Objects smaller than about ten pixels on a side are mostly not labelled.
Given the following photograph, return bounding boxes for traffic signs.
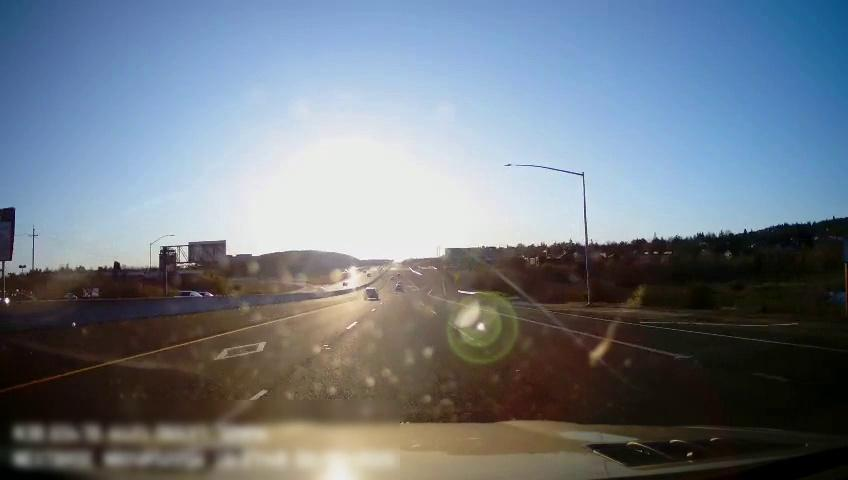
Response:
[444,247,499,273]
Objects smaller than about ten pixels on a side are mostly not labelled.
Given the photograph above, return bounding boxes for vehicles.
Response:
[63,292,78,300]
[198,291,214,297]
[172,290,203,298]
[9,292,33,302]
[363,287,379,302]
